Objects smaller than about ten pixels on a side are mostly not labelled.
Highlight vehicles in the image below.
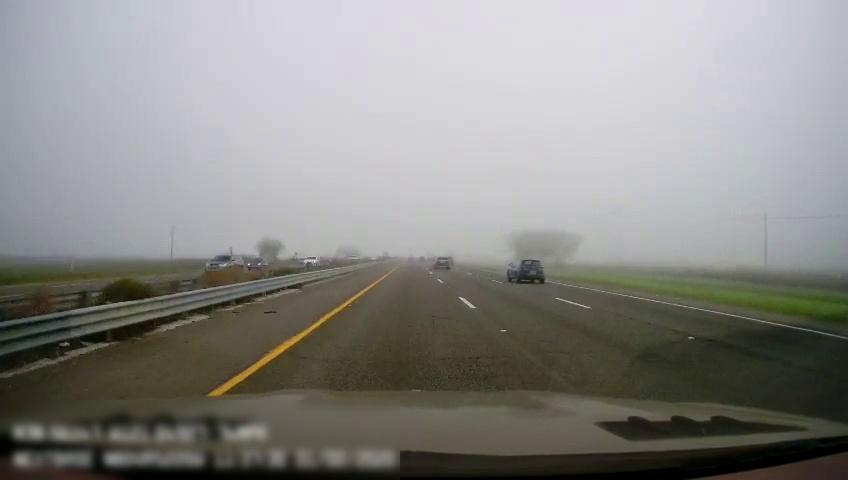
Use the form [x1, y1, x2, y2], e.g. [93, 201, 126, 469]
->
[246, 257, 270, 271]
[303, 256, 322, 267]
[432, 256, 451, 271]
[506, 258, 545, 284]
[204, 254, 246, 273]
